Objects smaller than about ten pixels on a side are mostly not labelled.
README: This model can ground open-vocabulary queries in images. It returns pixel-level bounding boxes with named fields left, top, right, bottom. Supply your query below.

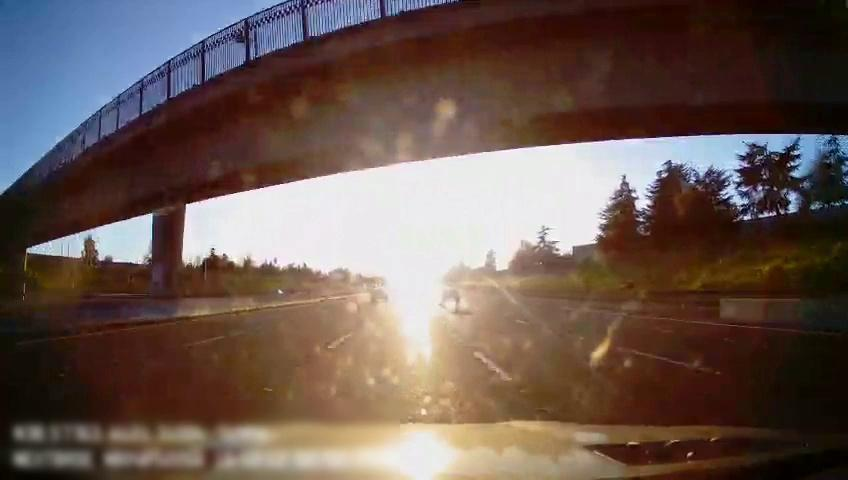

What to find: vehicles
left=439, top=287, right=461, bottom=307
left=371, top=287, right=389, bottom=303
